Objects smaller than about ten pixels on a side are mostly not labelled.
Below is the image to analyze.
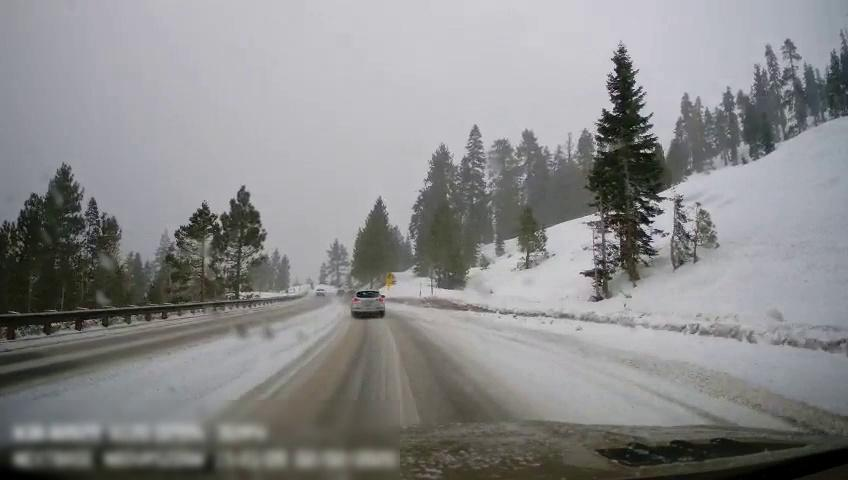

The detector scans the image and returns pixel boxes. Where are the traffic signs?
[384,273,395,287]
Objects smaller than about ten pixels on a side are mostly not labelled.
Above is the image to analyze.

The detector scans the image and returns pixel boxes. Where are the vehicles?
[316,288,326,297]
[341,289,356,304]
[335,289,345,298]
[351,290,387,319]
